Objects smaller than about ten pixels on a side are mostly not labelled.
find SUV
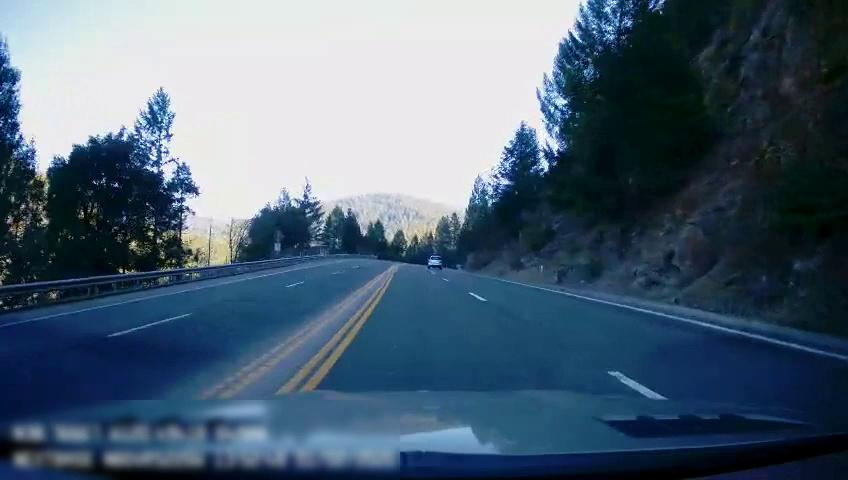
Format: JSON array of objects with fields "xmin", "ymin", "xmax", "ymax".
[{"xmin": 427, "ymin": 255, "xmax": 443, "ymax": 270}]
